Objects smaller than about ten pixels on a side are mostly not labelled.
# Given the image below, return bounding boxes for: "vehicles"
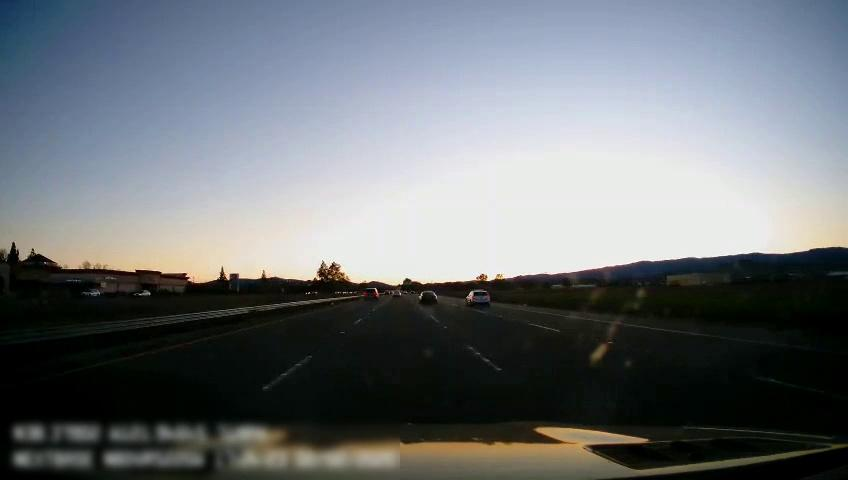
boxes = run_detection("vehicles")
[419,290,438,305]
[465,290,490,308]
[134,289,151,297]
[362,288,379,302]
[79,288,101,298]
[392,290,402,299]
